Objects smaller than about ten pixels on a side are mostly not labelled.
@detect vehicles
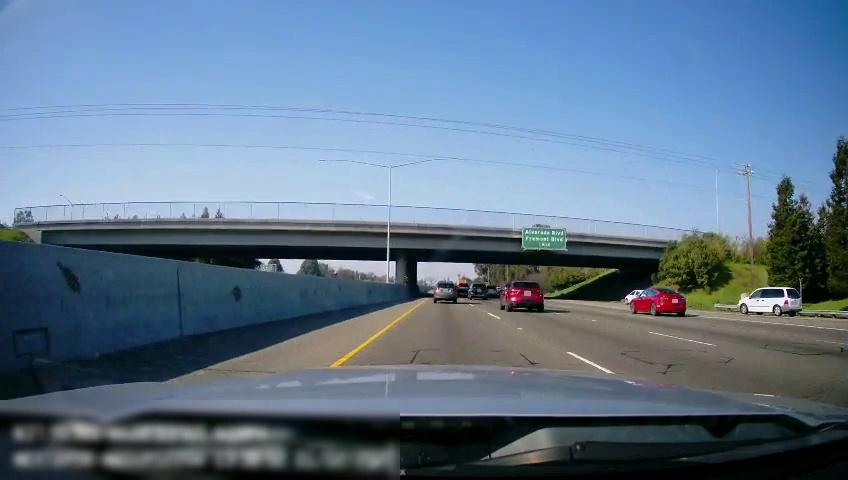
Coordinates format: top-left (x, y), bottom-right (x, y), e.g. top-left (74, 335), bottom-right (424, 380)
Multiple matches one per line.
top-left (629, 287), bottom-right (686, 317)
top-left (432, 280), bottom-right (459, 304)
top-left (499, 281), bottom-right (545, 313)
top-left (456, 281), bottom-right (469, 293)
top-left (624, 289), bottom-right (644, 305)
top-left (468, 283), bottom-right (487, 300)
top-left (737, 286), bottom-right (803, 317)
top-left (486, 285), bottom-right (500, 298)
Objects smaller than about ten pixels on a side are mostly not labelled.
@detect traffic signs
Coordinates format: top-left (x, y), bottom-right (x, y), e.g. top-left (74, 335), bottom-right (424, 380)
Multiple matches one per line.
top-left (521, 225), bottom-right (567, 250)
top-left (401, 273), bottom-right (409, 284)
